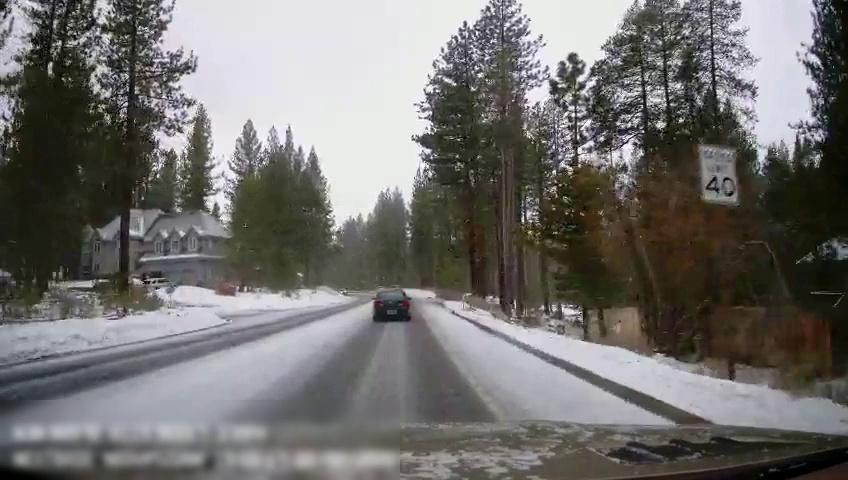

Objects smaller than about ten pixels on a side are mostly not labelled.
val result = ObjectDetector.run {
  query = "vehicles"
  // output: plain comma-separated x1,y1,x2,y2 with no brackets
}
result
370,288,413,321
143,277,178,291
338,287,349,296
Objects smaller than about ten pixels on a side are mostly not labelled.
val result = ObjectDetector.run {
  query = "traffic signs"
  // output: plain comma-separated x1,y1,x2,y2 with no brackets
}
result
699,143,741,207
